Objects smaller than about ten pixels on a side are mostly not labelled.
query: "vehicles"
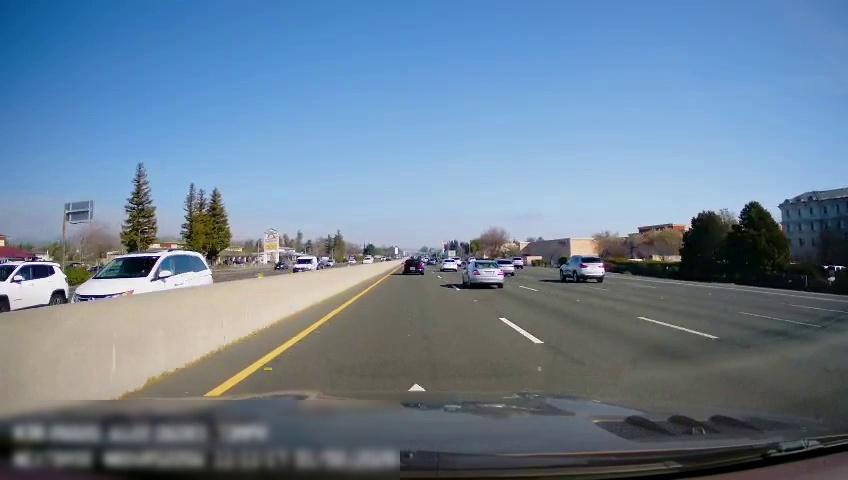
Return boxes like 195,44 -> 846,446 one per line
70,251 -> 215,303
347,255 -> 357,264
452,258 -> 462,268
292,256 -> 318,273
316,259 -> 330,270
361,255 -> 375,264
402,258 -> 424,276
559,256 -> 606,282
327,259 -> 336,267
462,260 -> 504,289
440,259 -> 457,272
0,261 -> 69,312
492,257 -> 515,276
274,261 -> 288,271
510,256 -> 524,270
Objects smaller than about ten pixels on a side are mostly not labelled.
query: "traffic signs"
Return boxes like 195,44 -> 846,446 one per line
445,250 -> 456,258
